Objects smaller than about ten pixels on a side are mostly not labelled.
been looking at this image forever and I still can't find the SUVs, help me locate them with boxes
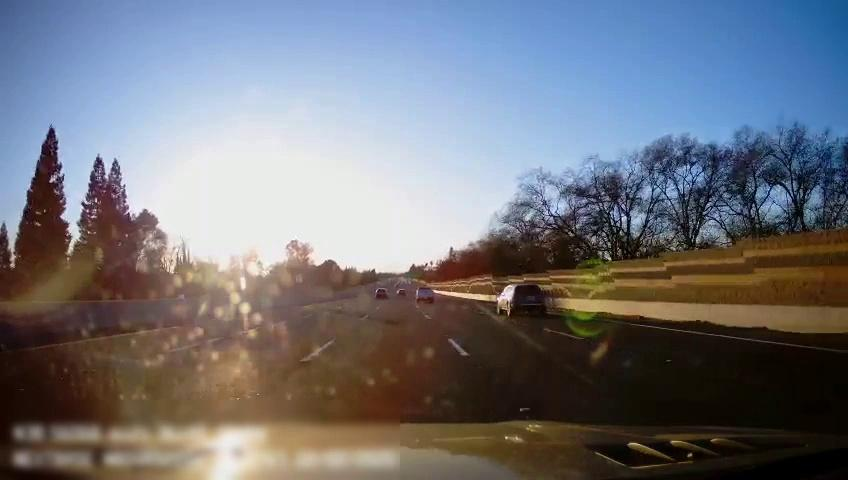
[495,283,546,317]
[375,287,388,299]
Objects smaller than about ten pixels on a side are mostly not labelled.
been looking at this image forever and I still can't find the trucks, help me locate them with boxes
[415,286,435,304]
